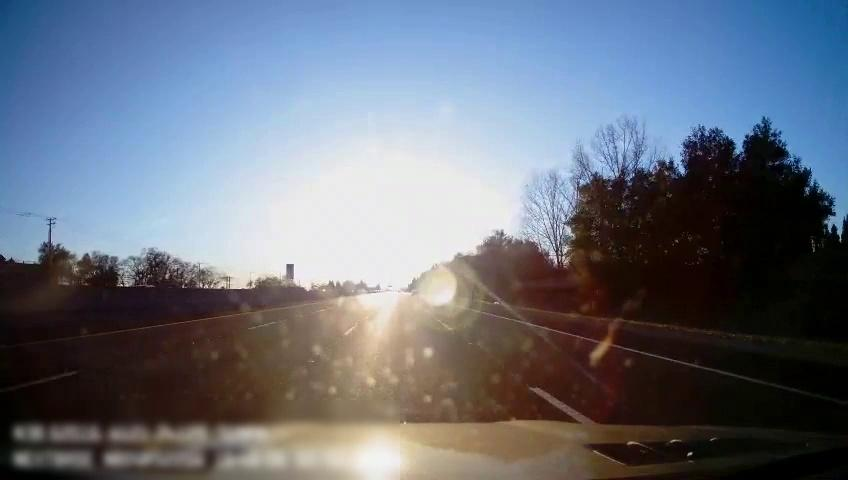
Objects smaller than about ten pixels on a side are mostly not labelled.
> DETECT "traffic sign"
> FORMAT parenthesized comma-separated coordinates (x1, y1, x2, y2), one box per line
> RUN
(286, 263, 294, 279)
